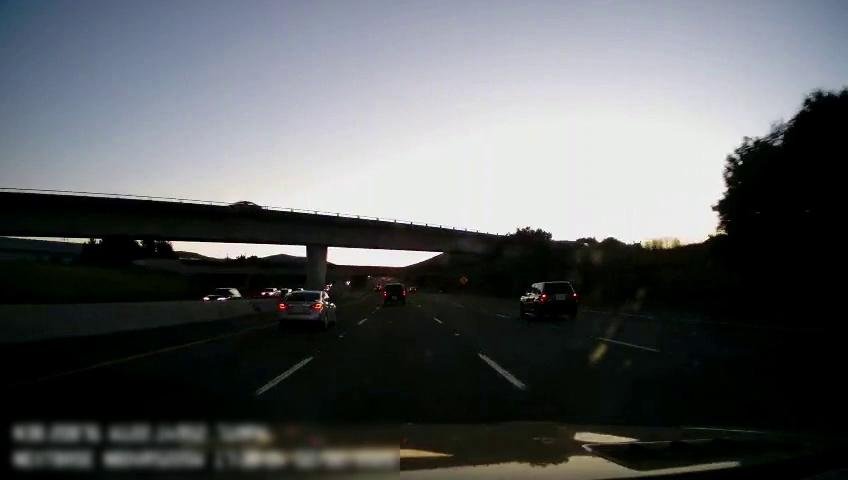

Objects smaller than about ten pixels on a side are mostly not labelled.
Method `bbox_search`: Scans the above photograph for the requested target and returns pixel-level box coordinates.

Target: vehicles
[228,201,261,209]
[261,288,278,297]
[520,280,578,322]
[201,287,243,302]
[278,289,292,297]
[278,291,336,330]
[383,283,406,305]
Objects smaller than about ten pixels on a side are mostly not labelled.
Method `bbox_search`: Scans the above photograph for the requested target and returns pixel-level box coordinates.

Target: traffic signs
[459,275,469,286]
